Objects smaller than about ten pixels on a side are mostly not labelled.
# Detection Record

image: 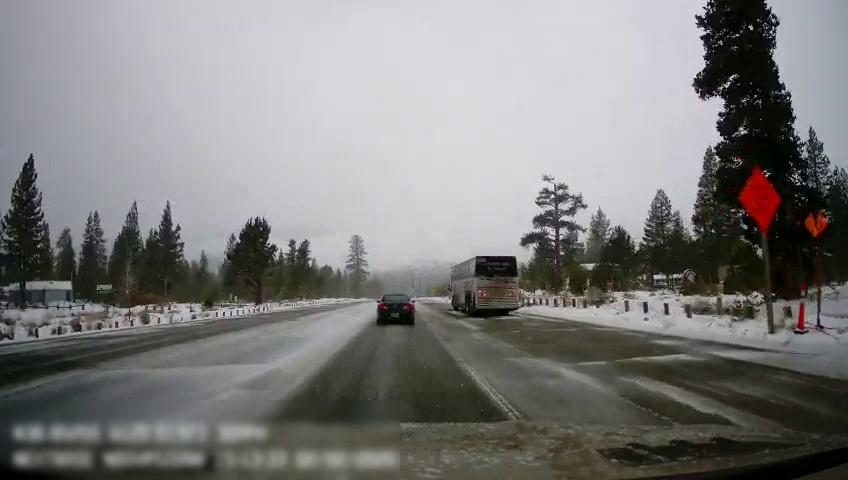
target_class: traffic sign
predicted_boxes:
[739,167,781,235]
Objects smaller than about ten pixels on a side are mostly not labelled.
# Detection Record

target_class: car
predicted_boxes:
[376,293,416,325]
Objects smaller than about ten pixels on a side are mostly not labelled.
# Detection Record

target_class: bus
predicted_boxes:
[448,256,520,316]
